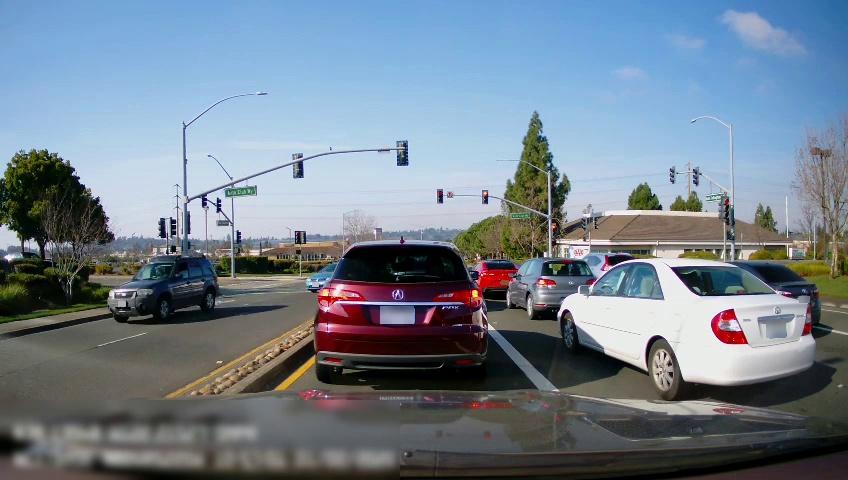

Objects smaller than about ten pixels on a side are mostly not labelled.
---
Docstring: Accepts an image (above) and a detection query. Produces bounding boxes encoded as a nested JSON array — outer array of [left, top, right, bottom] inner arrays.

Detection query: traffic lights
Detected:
[[169, 217, 177, 237], [592, 216, 600, 230], [294, 231, 301, 244], [200, 194, 207, 208], [583, 216, 590, 230], [216, 197, 224, 214], [302, 231, 307, 244], [236, 230, 243, 243], [669, 168, 677, 183], [291, 151, 304, 178], [435, 188, 445, 205], [481, 188, 490, 207], [692, 168, 699, 186], [395, 137, 411, 168], [159, 218, 167, 237]]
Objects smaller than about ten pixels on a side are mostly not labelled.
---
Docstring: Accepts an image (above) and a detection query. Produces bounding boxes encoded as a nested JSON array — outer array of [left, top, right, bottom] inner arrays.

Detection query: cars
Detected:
[[474, 260, 516, 295], [555, 257, 819, 401], [730, 259, 822, 325], [506, 257, 596, 321], [304, 261, 337, 293]]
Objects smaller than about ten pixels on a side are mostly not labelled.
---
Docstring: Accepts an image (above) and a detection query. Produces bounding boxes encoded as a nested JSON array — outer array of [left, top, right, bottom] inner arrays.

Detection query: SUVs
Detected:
[[311, 241, 489, 383], [583, 251, 633, 279], [108, 252, 221, 323]]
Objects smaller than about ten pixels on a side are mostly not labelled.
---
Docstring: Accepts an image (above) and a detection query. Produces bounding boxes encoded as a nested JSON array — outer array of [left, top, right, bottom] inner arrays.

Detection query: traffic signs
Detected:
[[215, 219, 230, 227], [705, 193, 722, 202], [511, 213, 530, 221], [224, 184, 258, 198]]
